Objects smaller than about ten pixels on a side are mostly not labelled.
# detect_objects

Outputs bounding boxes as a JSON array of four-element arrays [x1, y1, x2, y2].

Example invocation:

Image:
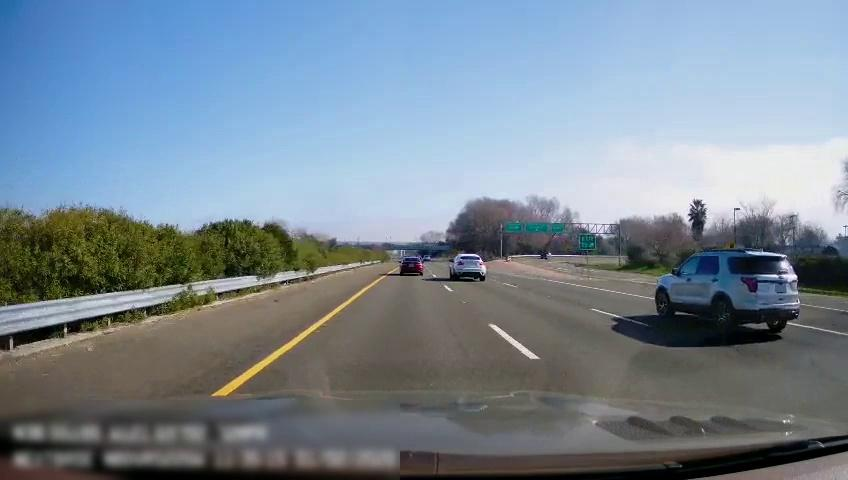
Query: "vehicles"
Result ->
[[399, 256, 424, 276], [540, 249, 550, 259], [447, 252, 487, 283], [654, 250, 800, 336]]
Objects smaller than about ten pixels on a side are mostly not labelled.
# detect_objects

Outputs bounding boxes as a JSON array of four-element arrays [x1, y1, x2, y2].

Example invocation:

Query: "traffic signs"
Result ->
[[578, 233, 597, 250], [524, 223, 547, 232], [728, 241, 736, 249], [549, 223, 566, 232], [503, 223, 522, 233]]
